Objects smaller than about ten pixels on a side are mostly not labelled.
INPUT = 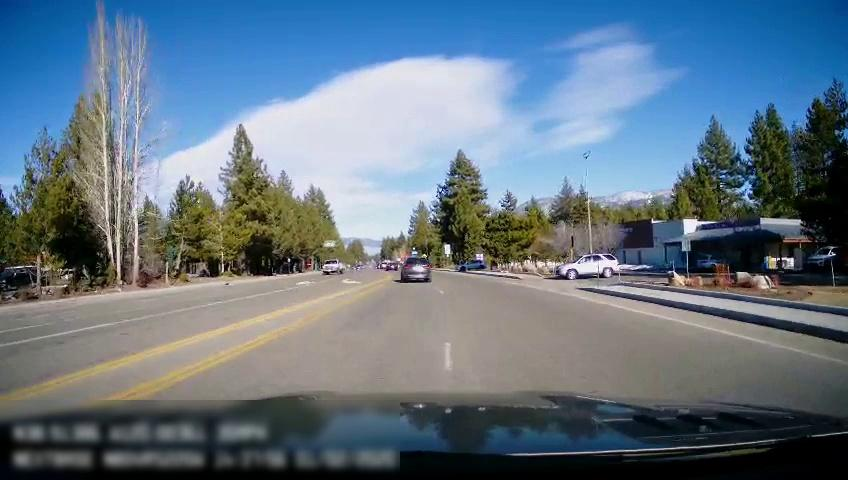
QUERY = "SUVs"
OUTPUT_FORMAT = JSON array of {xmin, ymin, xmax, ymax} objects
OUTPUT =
[
  {"xmin": 458, "ymin": 260, "xmax": 485, "ymax": 272},
  {"xmin": 400, "ymin": 256, "xmax": 432, "ymax": 284},
  {"xmin": 555, "ymin": 253, "xmax": 620, "ymax": 281},
  {"xmin": 0, "ymin": 268, "xmax": 36, "ymax": 294},
  {"xmin": 384, "ymin": 261, "xmax": 398, "ymax": 272}
]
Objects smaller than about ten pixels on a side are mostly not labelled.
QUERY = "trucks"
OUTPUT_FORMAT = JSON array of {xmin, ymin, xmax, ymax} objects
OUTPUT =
[{"xmin": 322, "ymin": 260, "xmax": 342, "ymax": 275}]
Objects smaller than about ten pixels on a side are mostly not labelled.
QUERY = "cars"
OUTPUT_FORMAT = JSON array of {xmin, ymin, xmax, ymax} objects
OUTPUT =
[
  {"xmin": 693, "ymin": 255, "xmax": 721, "ymax": 274},
  {"xmin": 806, "ymin": 245, "xmax": 848, "ymax": 274}
]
